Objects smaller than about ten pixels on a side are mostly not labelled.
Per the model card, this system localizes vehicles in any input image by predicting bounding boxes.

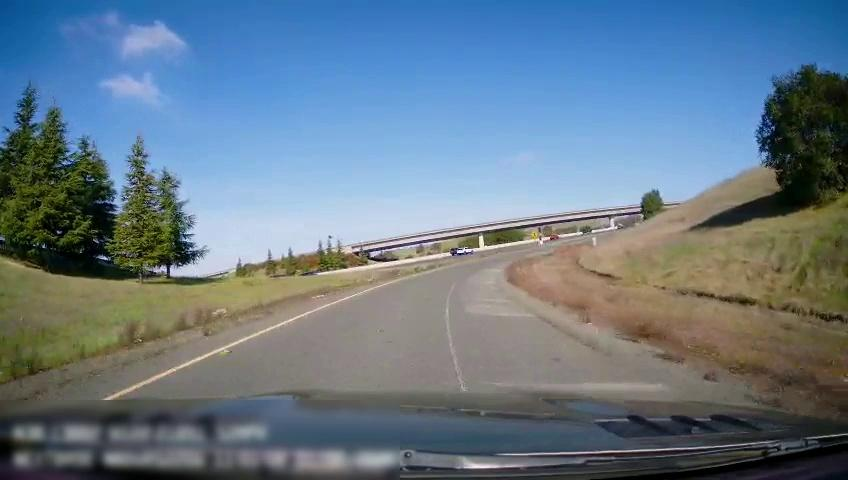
[548,233,560,241]
[456,246,475,256]
[581,226,593,234]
